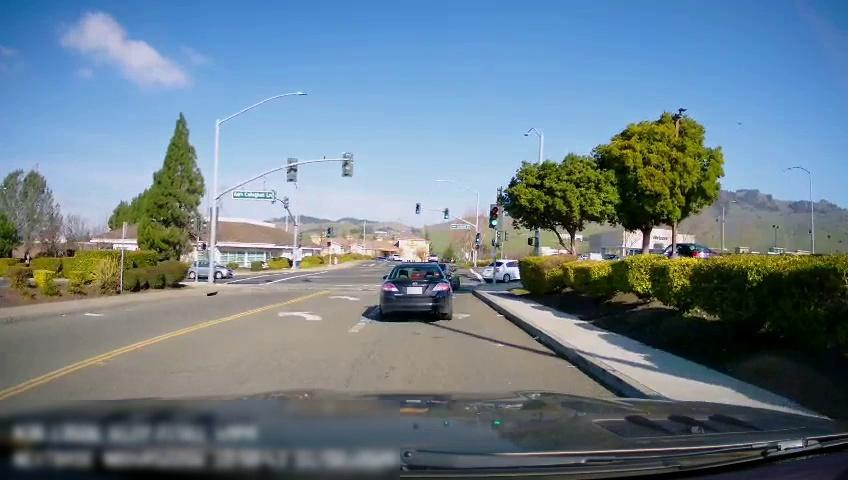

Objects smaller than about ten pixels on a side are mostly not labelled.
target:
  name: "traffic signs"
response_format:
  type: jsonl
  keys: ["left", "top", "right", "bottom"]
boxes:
{"left": 121, "top": 221, "right": 128, "bottom": 241}
{"left": 232, "top": 189, "right": 274, "bottom": 201}
{"left": 449, "top": 222, "right": 470, "bottom": 231}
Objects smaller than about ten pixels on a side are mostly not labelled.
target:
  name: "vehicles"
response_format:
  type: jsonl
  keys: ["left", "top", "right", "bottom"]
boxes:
{"left": 435, "top": 263, "right": 461, "bottom": 291}
{"left": 186, "top": 260, "right": 233, "bottom": 280}
{"left": 661, "top": 243, "right": 715, "bottom": 259}
{"left": 480, "top": 259, "right": 522, "bottom": 283}
{"left": 391, "top": 254, "right": 403, "bottom": 261}
{"left": 380, "top": 261, "right": 454, "bottom": 321}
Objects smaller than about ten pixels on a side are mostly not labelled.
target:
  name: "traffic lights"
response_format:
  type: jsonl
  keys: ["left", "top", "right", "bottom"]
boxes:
{"left": 473, "top": 231, "right": 482, "bottom": 244}
{"left": 495, "top": 187, "right": 504, "bottom": 208}
{"left": 283, "top": 196, "right": 290, "bottom": 209}
{"left": 208, "top": 206, "right": 220, "bottom": 225}
{"left": 270, "top": 190, "right": 277, "bottom": 204}
{"left": 442, "top": 207, "right": 450, "bottom": 220}
{"left": 341, "top": 151, "right": 354, "bottom": 177}
{"left": 286, "top": 158, "right": 298, "bottom": 184}
{"left": 487, "top": 201, "right": 501, "bottom": 231}
{"left": 415, "top": 202, "right": 422, "bottom": 215}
